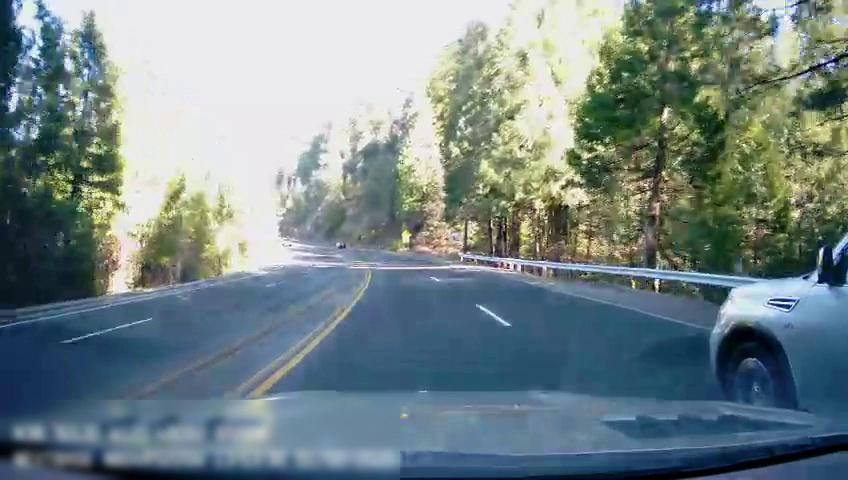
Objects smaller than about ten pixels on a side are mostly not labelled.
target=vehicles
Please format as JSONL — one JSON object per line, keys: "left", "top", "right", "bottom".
{"left": 709, "top": 234, "right": 848, "bottom": 423}
{"left": 335, "top": 239, "right": 348, "bottom": 250}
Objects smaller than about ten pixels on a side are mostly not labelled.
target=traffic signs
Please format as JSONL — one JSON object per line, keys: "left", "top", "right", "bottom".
{"left": 400, "top": 229, "right": 412, "bottom": 240}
